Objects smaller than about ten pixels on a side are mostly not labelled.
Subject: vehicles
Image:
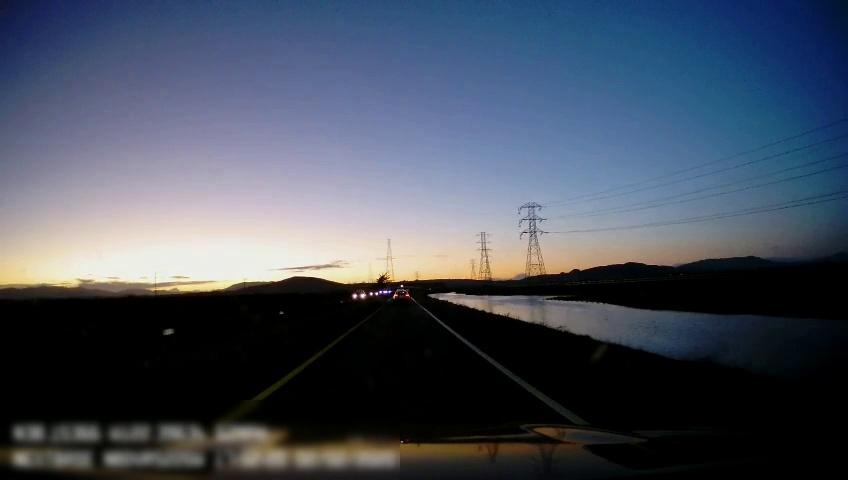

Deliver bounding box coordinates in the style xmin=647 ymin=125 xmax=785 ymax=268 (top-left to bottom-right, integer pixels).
xmin=352 ymin=291 xmax=365 ymax=300
xmin=393 ymin=289 xmax=411 ymax=303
